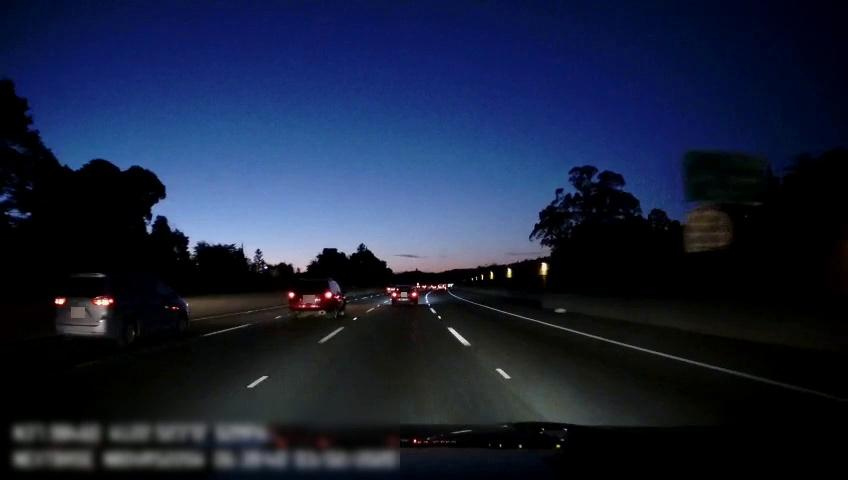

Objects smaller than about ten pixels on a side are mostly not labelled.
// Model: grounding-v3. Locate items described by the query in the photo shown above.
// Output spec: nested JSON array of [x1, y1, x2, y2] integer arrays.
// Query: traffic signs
[[684, 149, 770, 201]]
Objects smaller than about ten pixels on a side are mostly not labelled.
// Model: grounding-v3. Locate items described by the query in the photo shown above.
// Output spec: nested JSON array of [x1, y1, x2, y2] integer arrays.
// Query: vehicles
[[288, 277, 349, 323], [387, 285, 397, 295], [392, 285, 418, 306], [53, 272, 191, 347]]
